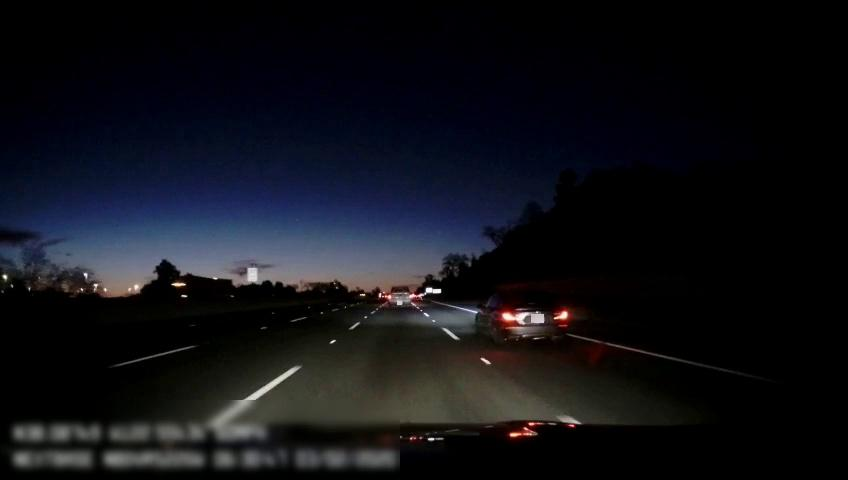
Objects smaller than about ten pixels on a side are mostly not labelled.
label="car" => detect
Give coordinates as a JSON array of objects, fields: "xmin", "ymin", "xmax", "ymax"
[{"xmin": 472, "ymin": 286, "xmax": 570, "ymax": 349}]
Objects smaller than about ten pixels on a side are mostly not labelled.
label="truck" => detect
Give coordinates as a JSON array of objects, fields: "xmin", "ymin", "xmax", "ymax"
[{"xmin": 385, "ymin": 284, "xmax": 416, "ymax": 310}]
